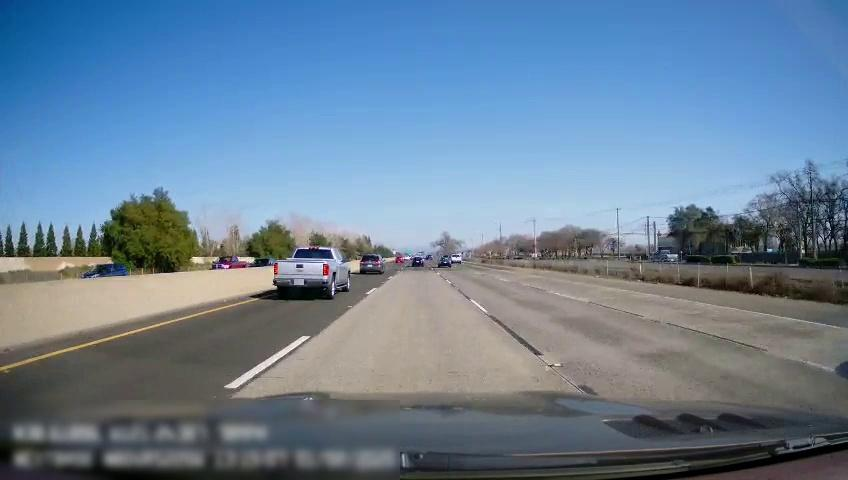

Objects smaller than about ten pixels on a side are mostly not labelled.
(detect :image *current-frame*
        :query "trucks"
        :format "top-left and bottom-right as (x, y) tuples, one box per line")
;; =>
(272, 246), (352, 301)
(212, 255), (249, 270)
(655, 249), (678, 262)
(450, 253), (462, 264)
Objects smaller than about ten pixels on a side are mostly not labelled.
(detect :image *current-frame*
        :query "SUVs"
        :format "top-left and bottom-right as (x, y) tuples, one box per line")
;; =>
(359, 253), (387, 275)
(247, 257), (276, 267)
(80, 263), (129, 280)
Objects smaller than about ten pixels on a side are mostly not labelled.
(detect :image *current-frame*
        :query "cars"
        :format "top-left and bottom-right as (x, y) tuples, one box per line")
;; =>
(411, 256), (424, 267)
(438, 256), (452, 268)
